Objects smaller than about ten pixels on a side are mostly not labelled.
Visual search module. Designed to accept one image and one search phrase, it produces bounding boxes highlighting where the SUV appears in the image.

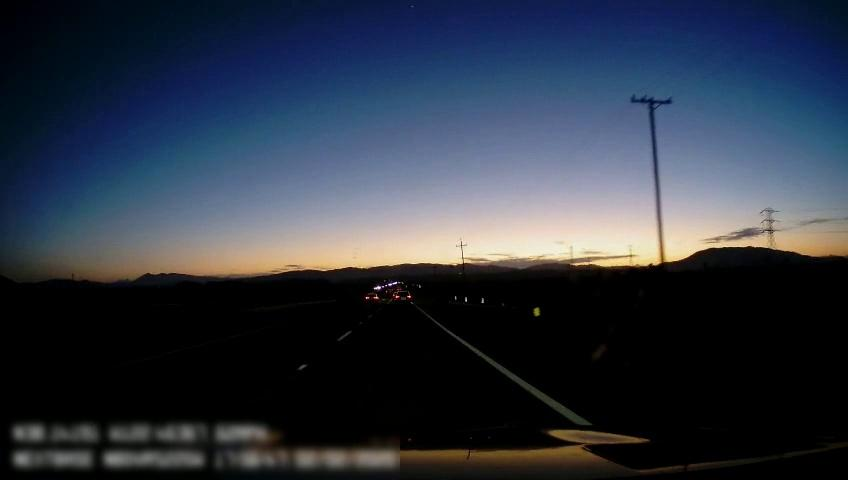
[395,290,412,306]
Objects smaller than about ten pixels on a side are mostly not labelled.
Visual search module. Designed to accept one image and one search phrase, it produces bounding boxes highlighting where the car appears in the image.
[364,292,380,303]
